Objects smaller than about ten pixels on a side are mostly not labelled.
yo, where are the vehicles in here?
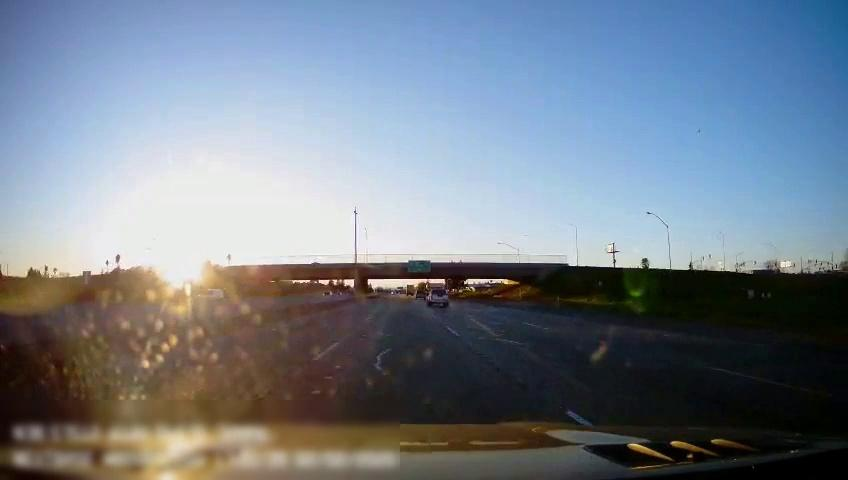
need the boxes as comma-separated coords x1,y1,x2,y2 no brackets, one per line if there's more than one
406,285,414,296
197,289,224,298
426,289,449,308
415,291,426,301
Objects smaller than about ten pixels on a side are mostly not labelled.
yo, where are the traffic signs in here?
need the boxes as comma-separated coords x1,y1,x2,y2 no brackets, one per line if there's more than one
408,260,431,272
